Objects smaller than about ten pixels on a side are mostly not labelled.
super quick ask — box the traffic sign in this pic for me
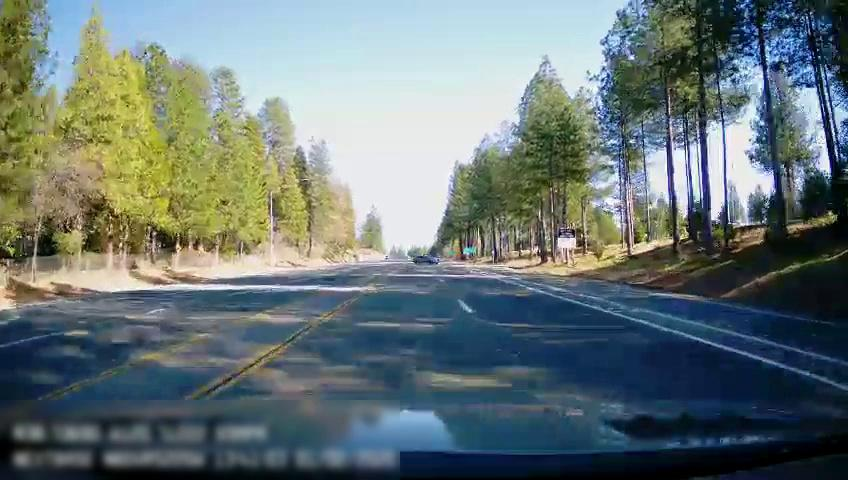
[462,245,478,256]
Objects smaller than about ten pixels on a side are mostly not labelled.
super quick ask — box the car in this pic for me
[414,254,440,265]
